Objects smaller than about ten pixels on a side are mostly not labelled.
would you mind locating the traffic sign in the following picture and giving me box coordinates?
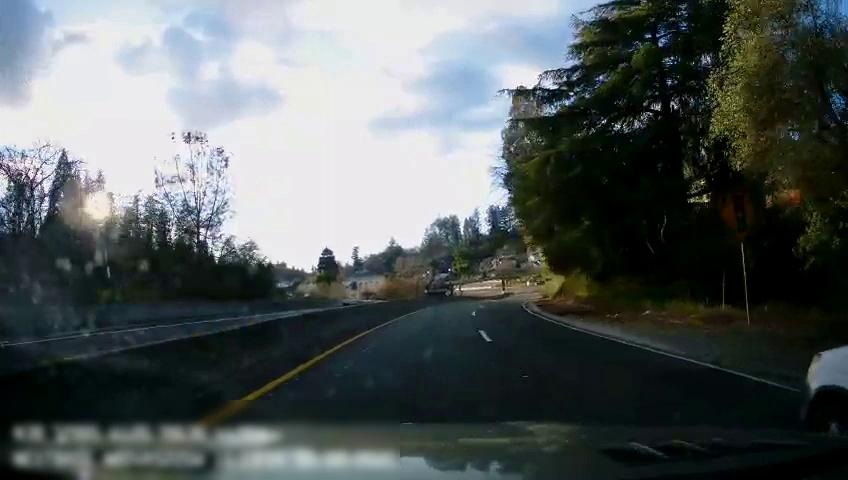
[721,190,760,242]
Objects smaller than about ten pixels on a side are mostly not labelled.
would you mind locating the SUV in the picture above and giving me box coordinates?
[799,343,848,438]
